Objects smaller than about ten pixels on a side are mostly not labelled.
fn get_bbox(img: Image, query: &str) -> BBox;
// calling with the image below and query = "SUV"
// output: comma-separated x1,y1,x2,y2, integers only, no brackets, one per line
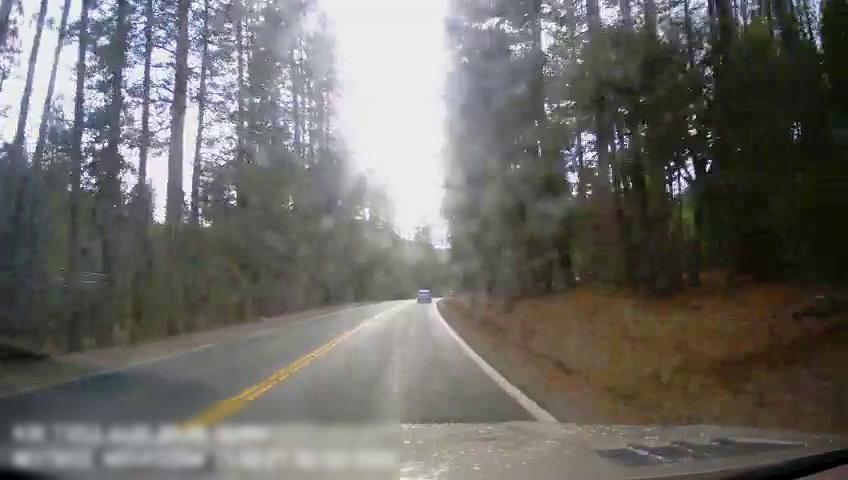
416,288,432,304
